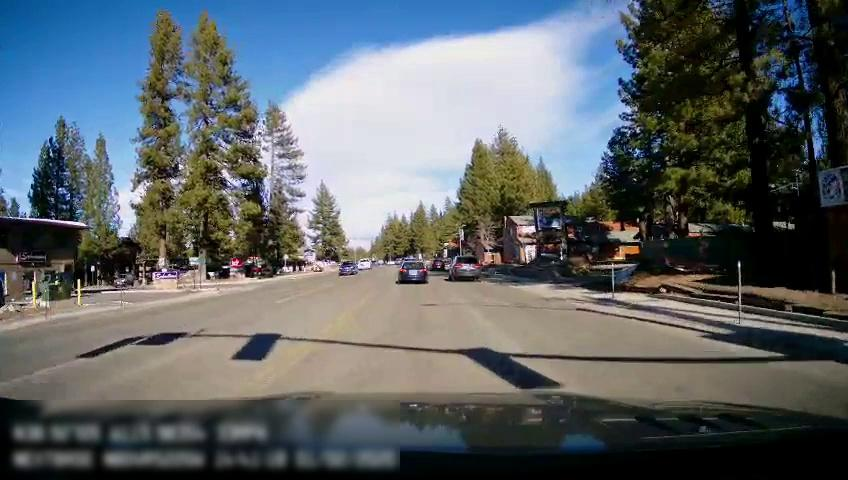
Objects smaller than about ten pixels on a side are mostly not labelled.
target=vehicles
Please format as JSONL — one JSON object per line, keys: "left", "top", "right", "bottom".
{"left": 398, "top": 260, "right": 428, "bottom": 285}
{"left": 358, "top": 258, "right": 373, "bottom": 269}
{"left": 448, "top": 254, "right": 482, "bottom": 281}
{"left": 433, "top": 257, "right": 450, "bottom": 271}
{"left": 113, "top": 273, "right": 135, "bottom": 289}
{"left": 338, "top": 261, "right": 358, "bottom": 276}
